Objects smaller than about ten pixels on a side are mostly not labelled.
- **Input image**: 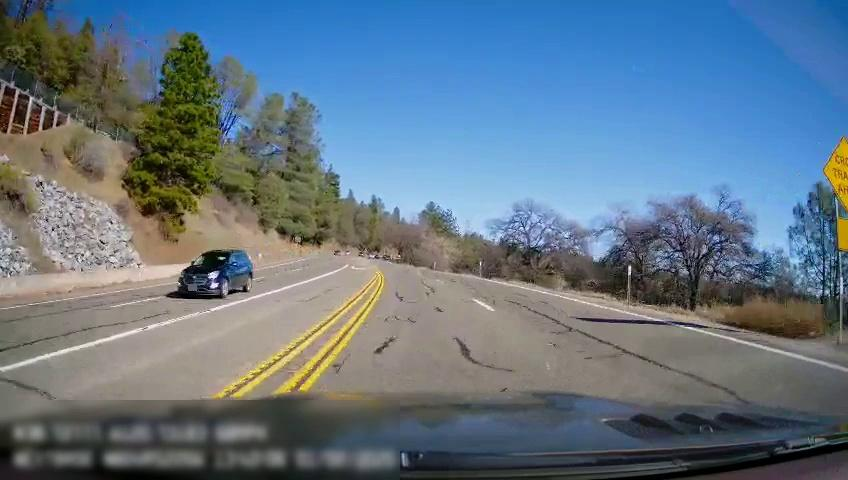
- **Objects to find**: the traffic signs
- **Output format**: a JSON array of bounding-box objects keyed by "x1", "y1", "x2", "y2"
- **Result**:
[
  {"x1": 837, "y1": 217, "x2": 848, "y2": 253},
  {"x1": 822, "y1": 134, "x2": 848, "y2": 213}
]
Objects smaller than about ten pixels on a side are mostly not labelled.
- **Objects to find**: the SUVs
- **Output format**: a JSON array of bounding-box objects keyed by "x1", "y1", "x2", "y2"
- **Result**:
[{"x1": 174, "y1": 248, "x2": 255, "y2": 300}]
